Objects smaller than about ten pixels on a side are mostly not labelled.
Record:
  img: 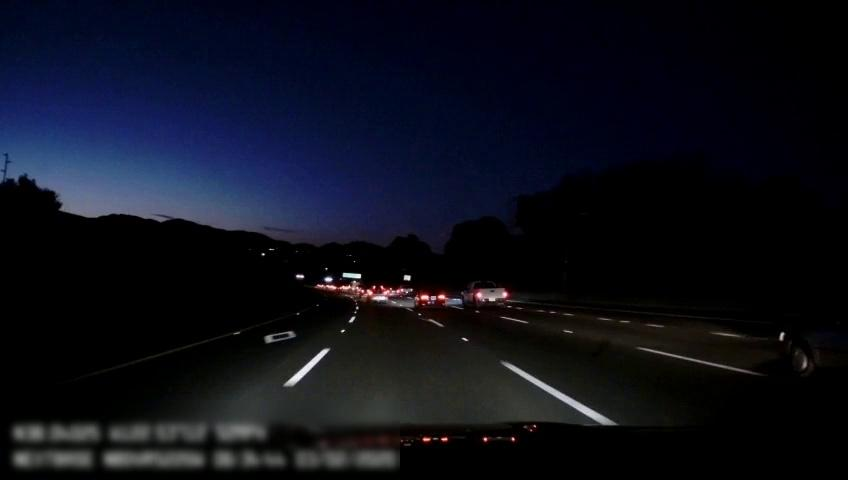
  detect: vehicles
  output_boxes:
[366,286,389,304]
[387,286,402,300]
[779,297,848,381]
[461,280,506,312]
[413,287,446,312]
